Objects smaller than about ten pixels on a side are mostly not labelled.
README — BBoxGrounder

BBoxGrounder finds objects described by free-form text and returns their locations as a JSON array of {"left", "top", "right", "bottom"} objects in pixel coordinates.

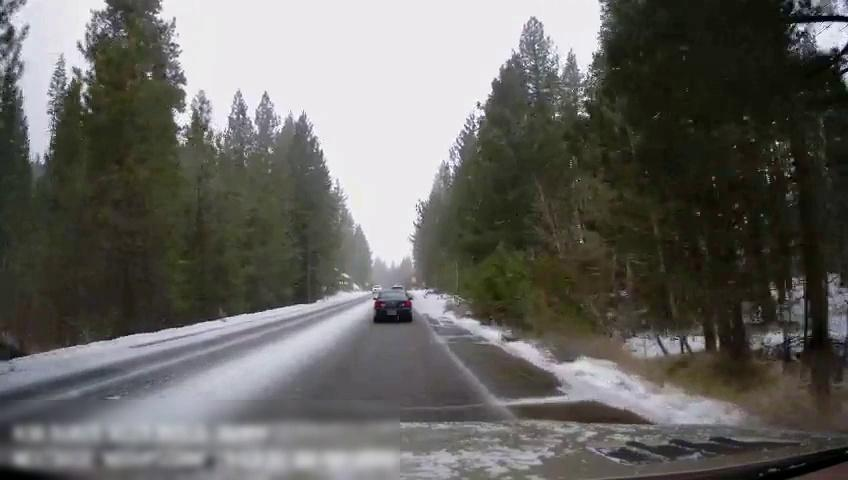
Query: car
[{"left": 373, "top": 290, "right": 413, "bottom": 325}]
